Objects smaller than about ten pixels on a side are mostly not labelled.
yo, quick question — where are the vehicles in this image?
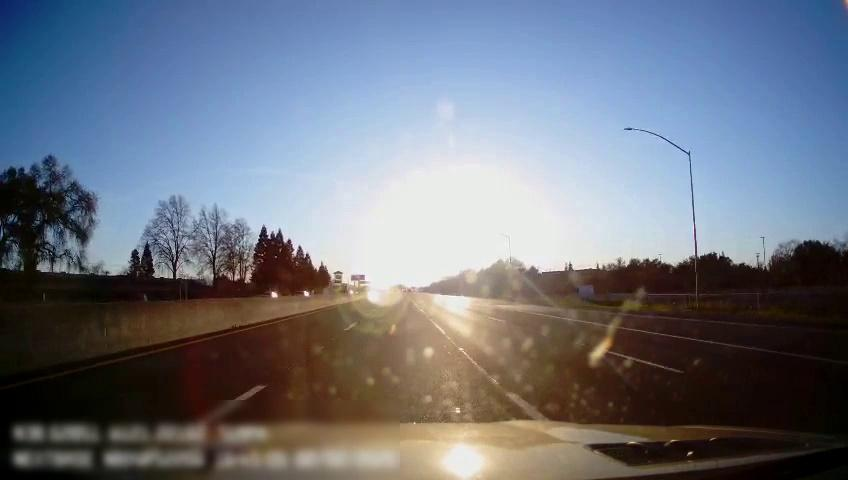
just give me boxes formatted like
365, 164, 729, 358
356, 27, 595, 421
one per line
259, 292, 278, 300
293, 291, 310, 299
